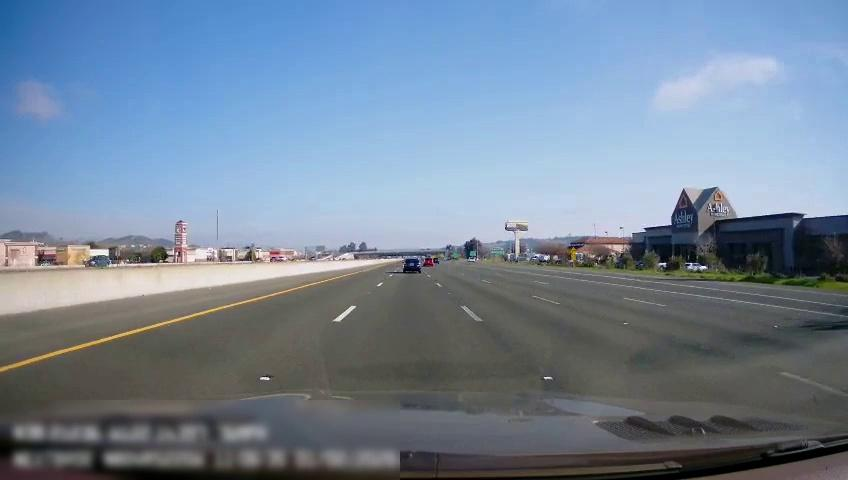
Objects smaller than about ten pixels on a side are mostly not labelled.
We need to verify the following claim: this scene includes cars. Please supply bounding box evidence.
[402,258,420,273]
[84,255,112,270]
[423,258,434,267]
